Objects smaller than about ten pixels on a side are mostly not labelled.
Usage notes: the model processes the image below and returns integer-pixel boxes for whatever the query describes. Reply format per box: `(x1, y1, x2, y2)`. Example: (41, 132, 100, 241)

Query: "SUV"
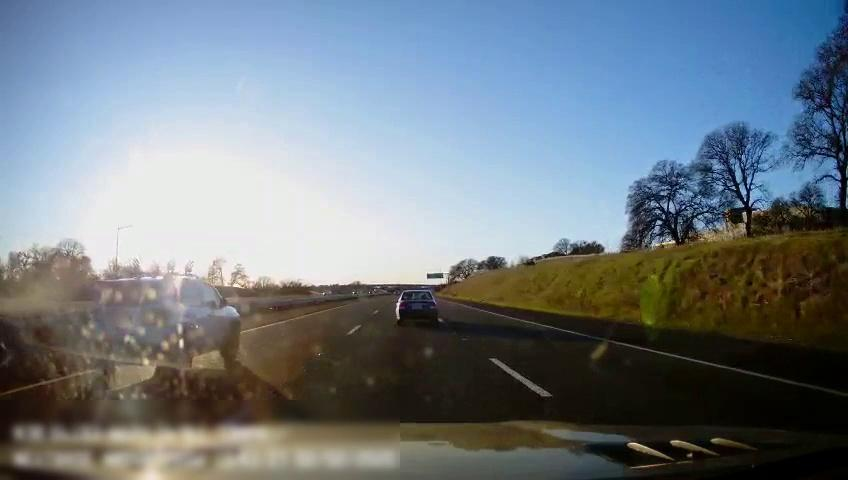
(81, 274, 241, 386)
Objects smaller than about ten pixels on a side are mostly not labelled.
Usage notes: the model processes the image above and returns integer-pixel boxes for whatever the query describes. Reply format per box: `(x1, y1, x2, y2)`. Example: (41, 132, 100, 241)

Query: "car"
(395, 289, 438, 327)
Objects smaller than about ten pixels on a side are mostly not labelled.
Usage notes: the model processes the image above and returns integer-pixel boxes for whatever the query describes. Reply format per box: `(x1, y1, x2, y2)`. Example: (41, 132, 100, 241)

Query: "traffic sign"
(425, 271, 444, 279)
